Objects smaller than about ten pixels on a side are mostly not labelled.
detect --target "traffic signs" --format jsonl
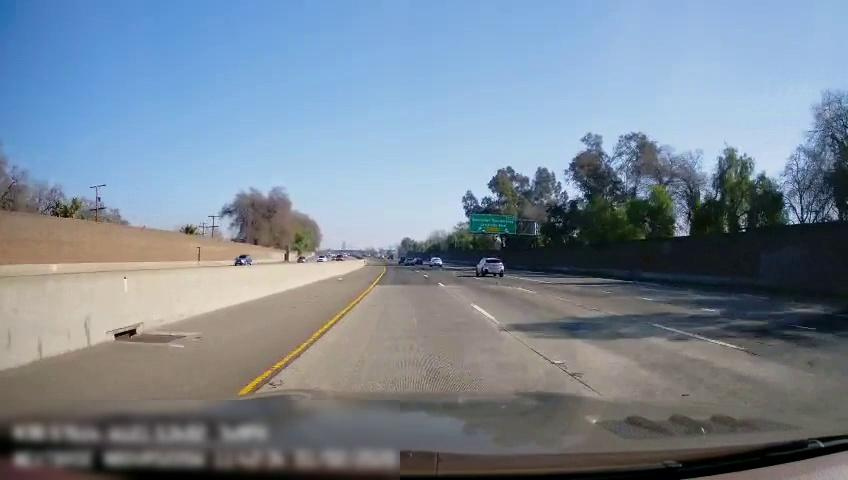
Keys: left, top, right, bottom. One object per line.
{"left": 468, "top": 213, "right": 517, "bottom": 235}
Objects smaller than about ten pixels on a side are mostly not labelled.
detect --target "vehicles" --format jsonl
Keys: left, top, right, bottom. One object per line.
{"left": 428, "top": 257, "right": 442, "bottom": 268}
{"left": 233, "top": 254, "right": 256, "bottom": 266}
{"left": 316, "top": 256, "right": 328, "bottom": 263}
{"left": 476, "top": 258, "right": 505, "bottom": 278}
{"left": 296, "top": 256, "right": 307, "bottom": 263}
